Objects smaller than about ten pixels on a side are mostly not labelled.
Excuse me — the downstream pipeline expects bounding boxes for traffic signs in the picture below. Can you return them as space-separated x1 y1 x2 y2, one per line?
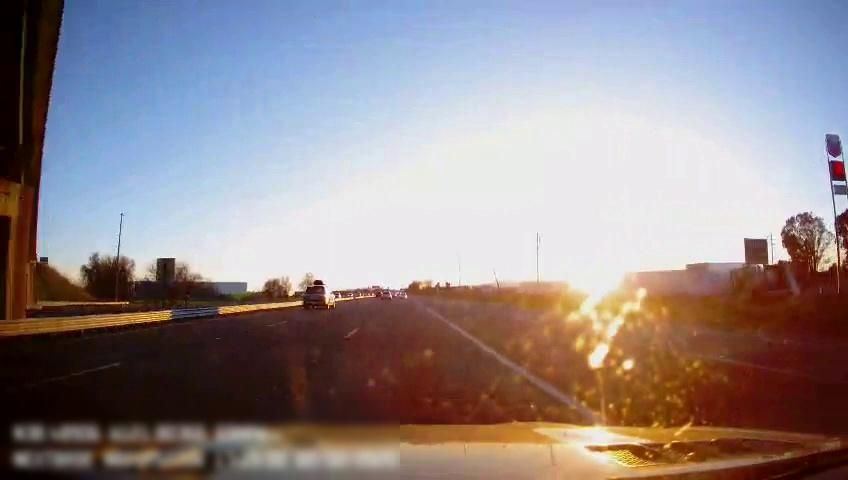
743 237 769 266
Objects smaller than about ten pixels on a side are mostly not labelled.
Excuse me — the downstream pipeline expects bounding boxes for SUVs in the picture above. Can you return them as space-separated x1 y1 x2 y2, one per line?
381 290 392 300
302 279 335 311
